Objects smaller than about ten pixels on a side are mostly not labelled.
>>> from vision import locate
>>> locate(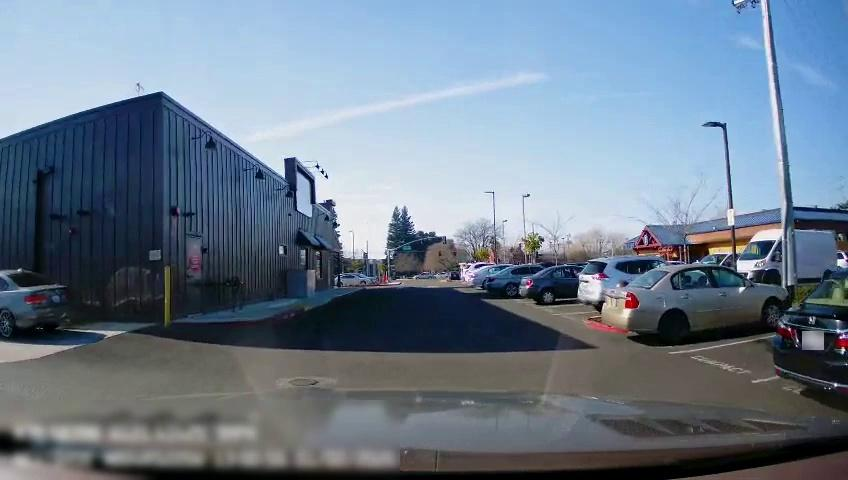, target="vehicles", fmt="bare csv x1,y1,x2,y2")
433,272,449,279
487,264,549,298
731,229,833,286
696,252,740,269
448,271,461,280
832,250,848,272
333,274,369,286
471,264,516,288
578,256,672,313
603,263,789,346
520,265,585,306
463,262,490,282
771,269,848,397
414,272,434,280
0,270,68,339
